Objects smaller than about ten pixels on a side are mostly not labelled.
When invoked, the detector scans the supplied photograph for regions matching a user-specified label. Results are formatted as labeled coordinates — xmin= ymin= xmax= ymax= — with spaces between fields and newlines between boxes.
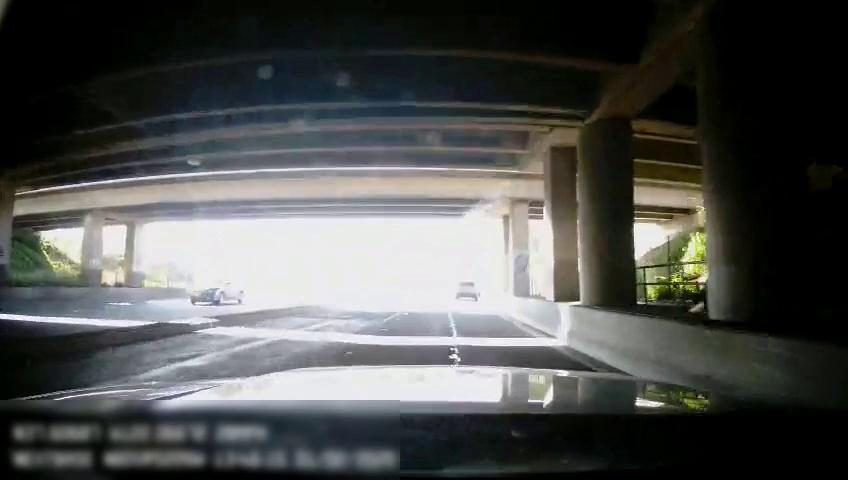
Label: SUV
xmin=455 ymin=280 xmax=479 ymax=302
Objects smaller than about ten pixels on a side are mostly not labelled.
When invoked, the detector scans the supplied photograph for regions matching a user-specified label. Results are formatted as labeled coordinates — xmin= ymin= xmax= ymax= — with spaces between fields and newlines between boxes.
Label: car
xmin=190 ymin=278 xmax=246 ymax=305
